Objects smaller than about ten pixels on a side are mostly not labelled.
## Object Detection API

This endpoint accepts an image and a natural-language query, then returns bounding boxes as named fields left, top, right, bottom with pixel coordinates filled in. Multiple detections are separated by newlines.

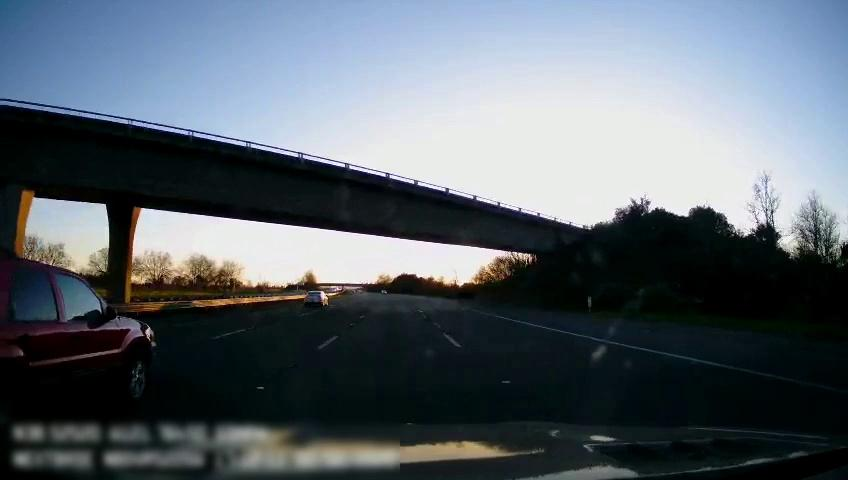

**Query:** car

left=304, top=291, right=328, bottom=306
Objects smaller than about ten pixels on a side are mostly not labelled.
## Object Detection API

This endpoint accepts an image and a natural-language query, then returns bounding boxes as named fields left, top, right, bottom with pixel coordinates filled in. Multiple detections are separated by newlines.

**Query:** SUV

left=0, top=254, right=158, bottom=445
